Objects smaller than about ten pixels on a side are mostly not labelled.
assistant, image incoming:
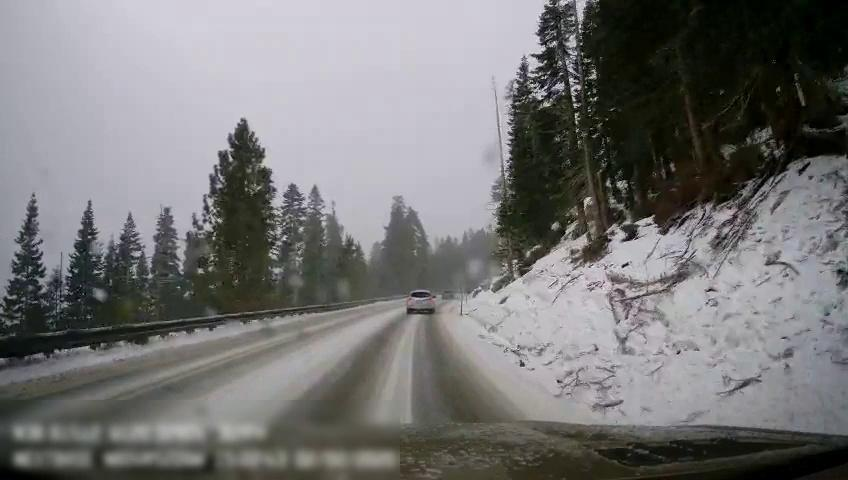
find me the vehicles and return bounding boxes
[405,289,437,315]
[442,290,456,300]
